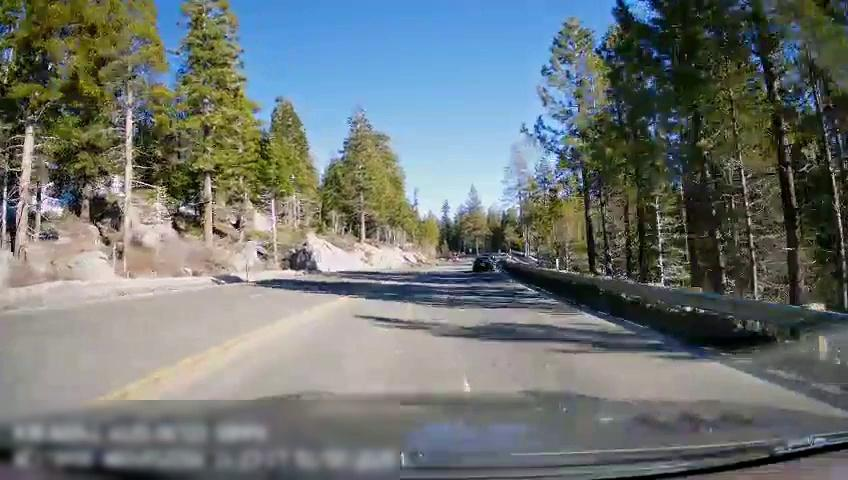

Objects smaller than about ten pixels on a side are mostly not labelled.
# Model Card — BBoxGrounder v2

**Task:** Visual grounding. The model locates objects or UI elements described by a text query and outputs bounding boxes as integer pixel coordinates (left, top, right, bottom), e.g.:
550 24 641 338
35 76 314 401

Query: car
472 255 494 272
